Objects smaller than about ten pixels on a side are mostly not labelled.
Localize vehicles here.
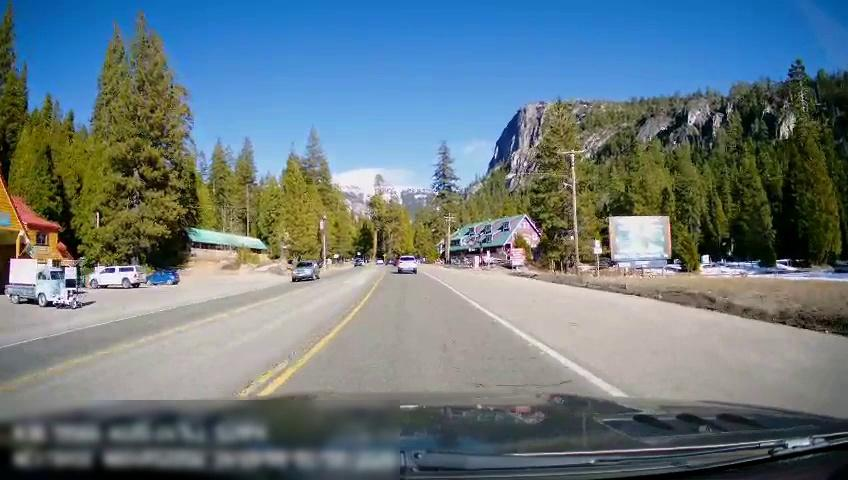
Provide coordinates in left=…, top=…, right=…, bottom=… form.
left=393, top=256, right=402, bottom=267
left=89, top=265, right=147, bottom=290
left=7, top=258, right=81, bottom=310
left=397, top=255, right=419, bottom=274
left=143, top=270, right=182, bottom=287
left=291, top=261, right=321, bottom=283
